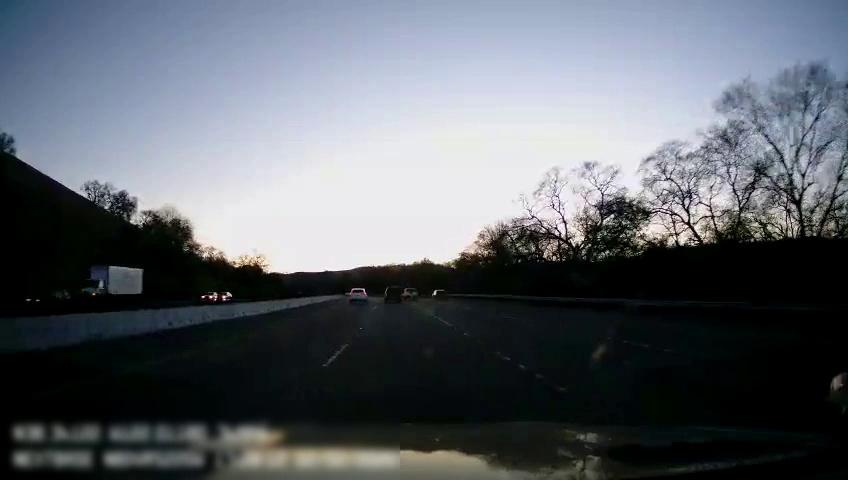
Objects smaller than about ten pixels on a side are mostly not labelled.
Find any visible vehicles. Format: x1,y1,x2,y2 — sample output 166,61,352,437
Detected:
24,288,71,306
200,291,224,304
79,266,143,300
432,290,447,302
384,288,402,305
349,288,368,305
219,291,233,304
403,288,418,301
